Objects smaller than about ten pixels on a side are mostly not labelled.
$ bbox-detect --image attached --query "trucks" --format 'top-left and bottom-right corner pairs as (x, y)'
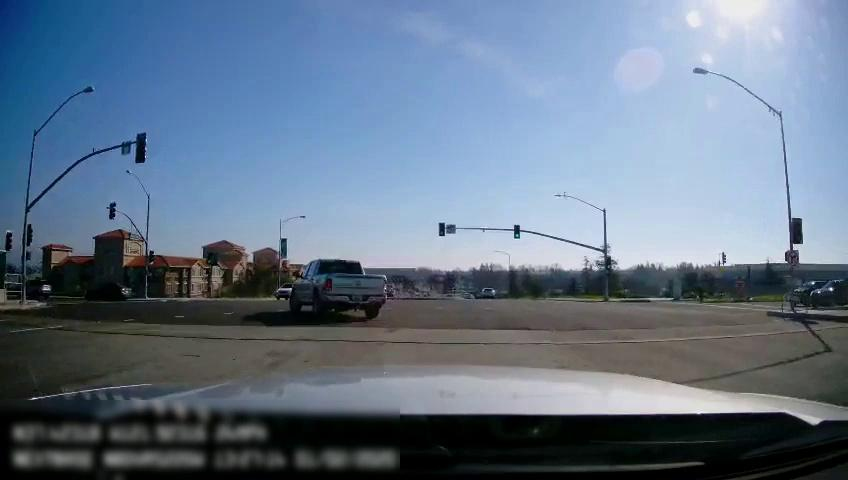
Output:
(289, 258), (387, 320)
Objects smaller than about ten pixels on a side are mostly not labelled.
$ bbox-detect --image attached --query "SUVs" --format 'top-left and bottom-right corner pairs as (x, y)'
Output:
(275, 283), (294, 301)
(808, 279), (848, 308)
(789, 280), (830, 307)
(15, 280), (52, 300)
(480, 288), (496, 299)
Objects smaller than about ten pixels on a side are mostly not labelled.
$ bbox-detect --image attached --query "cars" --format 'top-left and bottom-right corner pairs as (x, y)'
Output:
(85, 281), (134, 302)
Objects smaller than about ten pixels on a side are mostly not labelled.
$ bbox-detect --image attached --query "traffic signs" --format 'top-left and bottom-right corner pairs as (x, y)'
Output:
(785, 249), (799, 265)
(446, 224), (457, 234)
(121, 141), (131, 156)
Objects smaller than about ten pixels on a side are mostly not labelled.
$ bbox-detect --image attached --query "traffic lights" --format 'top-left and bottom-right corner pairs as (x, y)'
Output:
(789, 217), (805, 246)
(5, 231), (13, 252)
(513, 224), (521, 239)
(148, 249), (155, 265)
(438, 222), (446, 237)
(202, 246), (209, 259)
(135, 132), (147, 164)
(109, 202), (117, 220)
(722, 251), (727, 265)
(605, 255), (612, 272)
